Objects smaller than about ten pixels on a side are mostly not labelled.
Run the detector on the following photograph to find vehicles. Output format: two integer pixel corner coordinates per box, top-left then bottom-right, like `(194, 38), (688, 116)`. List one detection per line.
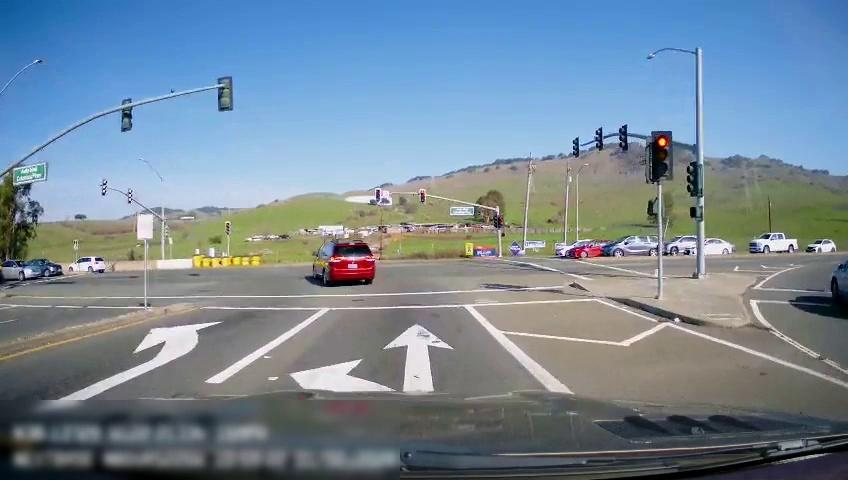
(603, 234), (665, 257)
(0, 259), (43, 281)
(683, 238), (734, 257)
(310, 236), (377, 286)
(26, 258), (64, 278)
(829, 259), (848, 301)
(554, 238), (593, 257)
(748, 232), (799, 254)
(806, 239), (837, 254)
(67, 255), (106, 274)
(662, 235), (697, 256)
(567, 239), (612, 259)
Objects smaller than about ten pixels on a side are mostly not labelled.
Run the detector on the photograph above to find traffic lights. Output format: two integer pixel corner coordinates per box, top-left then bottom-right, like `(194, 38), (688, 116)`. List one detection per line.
(163, 223), (170, 237)
(642, 141), (659, 184)
(646, 198), (659, 219)
(224, 220), (232, 236)
(100, 177), (110, 197)
(497, 215), (504, 228)
(492, 214), (500, 229)
(571, 135), (581, 159)
(685, 160), (701, 198)
(419, 188), (427, 203)
(594, 126), (604, 152)
(215, 74), (235, 113)
(126, 186), (135, 204)
(373, 186), (383, 204)
(688, 205), (701, 219)
(119, 95), (135, 132)
(650, 129), (674, 182)
(618, 123), (630, 153)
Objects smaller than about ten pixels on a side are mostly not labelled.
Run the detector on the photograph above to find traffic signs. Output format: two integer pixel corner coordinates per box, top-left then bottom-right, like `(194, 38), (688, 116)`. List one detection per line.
(11, 160), (49, 188)
(448, 204), (476, 217)
(135, 212), (155, 241)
